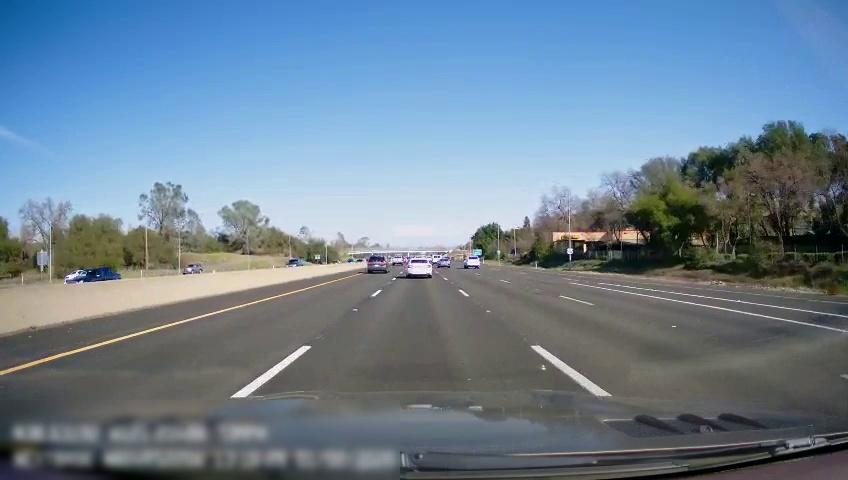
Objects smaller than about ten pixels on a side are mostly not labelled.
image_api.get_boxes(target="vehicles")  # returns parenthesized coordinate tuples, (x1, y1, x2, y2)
(63, 266, 122, 285)
(391, 255, 404, 267)
(286, 258, 305, 268)
(366, 254, 392, 274)
(437, 256, 451, 269)
(182, 263, 204, 275)
(463, 256, 480, 269)
(406, 258, 432, 278)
